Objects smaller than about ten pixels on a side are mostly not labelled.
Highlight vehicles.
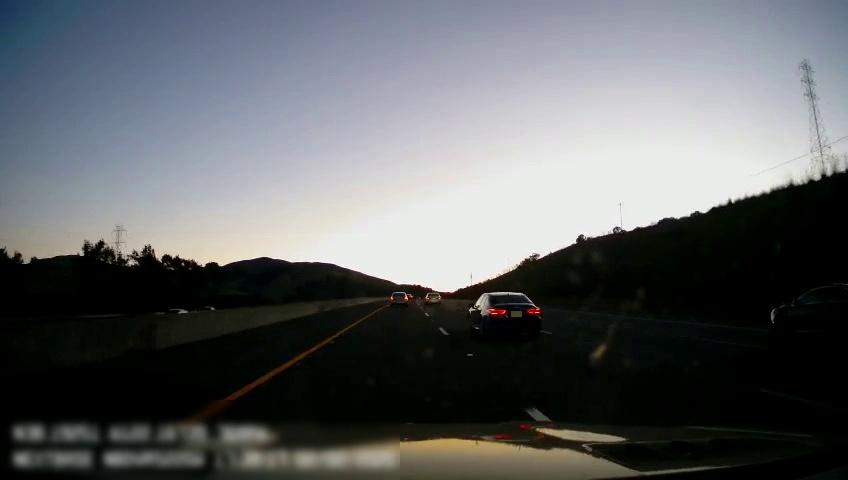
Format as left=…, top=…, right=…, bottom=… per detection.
left=424, top=292, right=441, bottom=305
left=163, top=309, right=189, bottom=315
left=770, top=285, right=848, bottom=342
left=197, top=306, right=216, bottom=312
left=467, top=292, right=542, bottom=338
left=390, top=292, right=408, bottom=307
